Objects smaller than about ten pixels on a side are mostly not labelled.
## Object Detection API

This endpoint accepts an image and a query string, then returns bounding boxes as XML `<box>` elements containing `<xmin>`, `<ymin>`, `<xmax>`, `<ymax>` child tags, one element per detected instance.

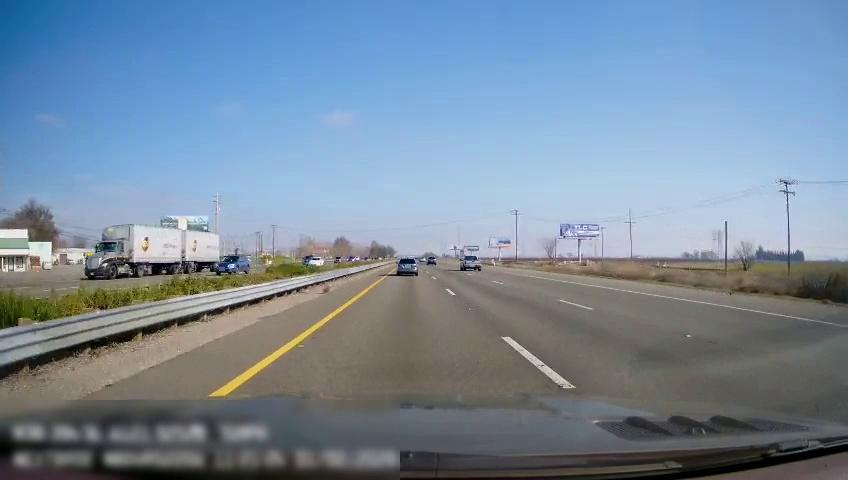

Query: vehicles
<box><xmin>425</xmin><ymin>256</ymin><xmax>437</xmax><ymax>266</ymax></box>
<box><xmin>83</xmin><ymin>223</ymin><xmax>221</xmax><ymax>280</ymax></box>
<box><xmin>458</xmin><ymin>255</ymin><xmax>482</xmax><ymax>272</ymax></box>
<box><xmin>333</xmin><ymin>255</ymin><xmax>345</xmax><ymax>264</ymax></box>
<box><xmin>303</xmin><ymin>255</ymin><xmax>314</xmax><ymax>265</ymax></box>
<box><xmin>214</xmin><ymin>255</ymin><xmax>252</xmax><ymax>276</ymax></box>
<box><xmin>308</xmin><ymin>256</ymin><xmax>325</xmax><ymax>268</ymax></box>
<box><xmin>395</xmin><ymin>258</ymin><xmax>419</xmax><ymax>277</ymax></box>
